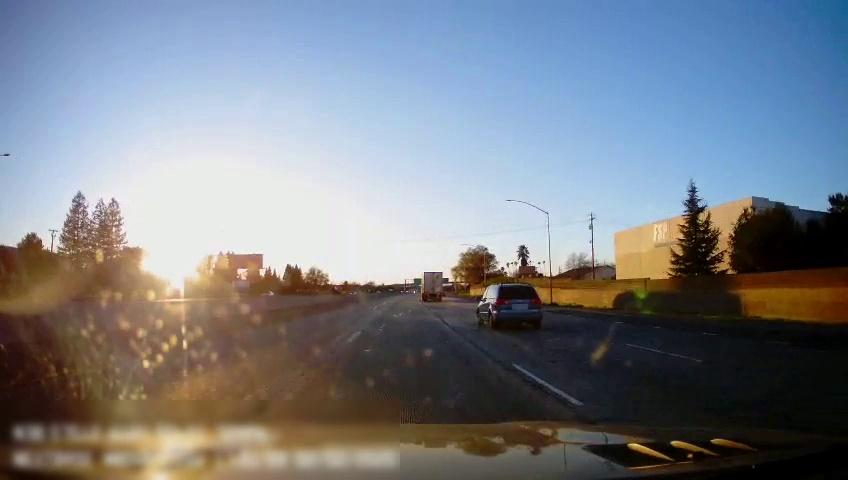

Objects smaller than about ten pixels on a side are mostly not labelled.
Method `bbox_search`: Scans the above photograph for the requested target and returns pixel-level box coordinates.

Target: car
[476,283,543,330]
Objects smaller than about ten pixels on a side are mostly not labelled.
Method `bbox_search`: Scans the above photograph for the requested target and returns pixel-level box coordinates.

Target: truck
[422,272,443,302]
